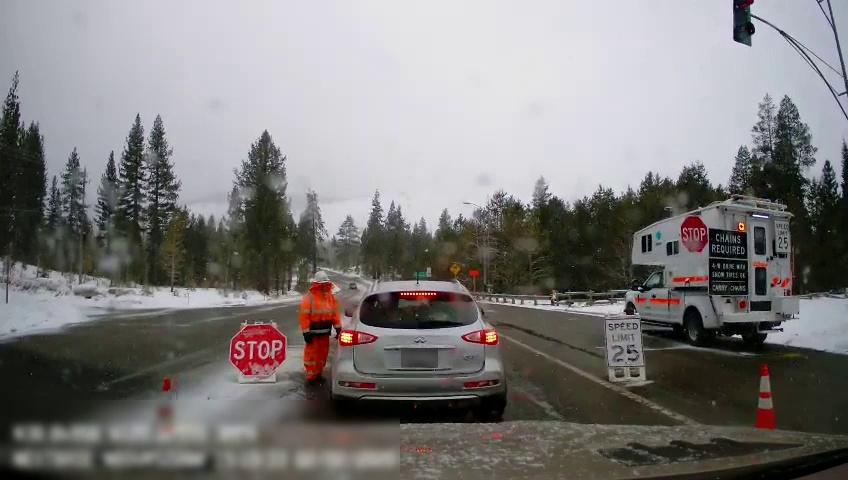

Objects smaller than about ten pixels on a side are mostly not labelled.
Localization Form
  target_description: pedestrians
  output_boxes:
[299,269,343,390]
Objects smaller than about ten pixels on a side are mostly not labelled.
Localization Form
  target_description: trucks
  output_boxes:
[624,195,802,348]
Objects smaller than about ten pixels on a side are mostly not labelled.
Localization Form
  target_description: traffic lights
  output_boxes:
[731,0,756,48]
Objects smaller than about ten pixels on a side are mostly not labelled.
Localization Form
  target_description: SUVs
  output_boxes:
[328,280,509,413]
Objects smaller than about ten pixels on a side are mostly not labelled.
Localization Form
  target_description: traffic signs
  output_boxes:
[467,269,480,277]
[707,227,748,260]
[679,215,708,254]
[603,313,646,368]
[227,322,288,378]
[773,219,793,254]
[413,271,427,279]
[708,256,750,296]
[449,263,461,275]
